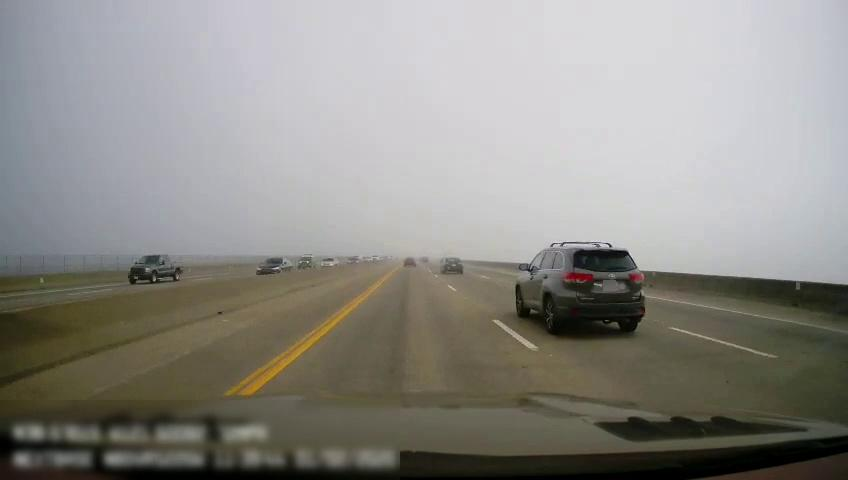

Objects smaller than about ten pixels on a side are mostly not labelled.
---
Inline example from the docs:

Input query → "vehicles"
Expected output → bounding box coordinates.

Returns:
[127,253,185,285]
[403,257,417,267]
[513,240,647,335]
[346,255,363,265]
[319,256,340,268]
[254,255,294,276]
[438,257,464,275]
[297,256,315,270]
